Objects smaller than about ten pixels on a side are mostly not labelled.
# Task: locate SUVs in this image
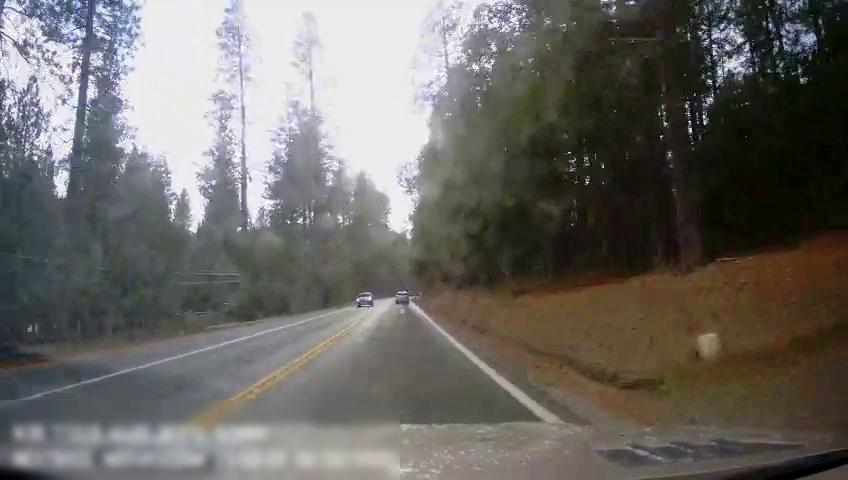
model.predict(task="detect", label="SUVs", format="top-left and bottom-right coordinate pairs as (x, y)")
top-left (356, 292), bottom-right (374, 307)
top-left (395, 290), bottom-right (411, 305)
